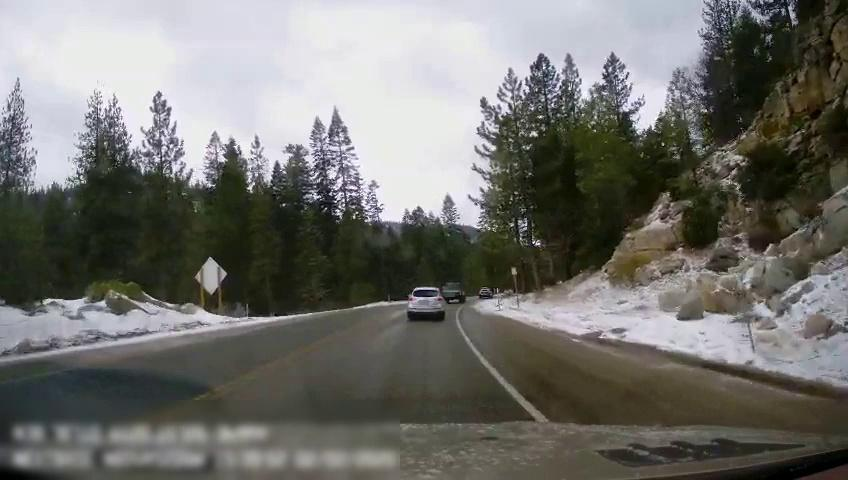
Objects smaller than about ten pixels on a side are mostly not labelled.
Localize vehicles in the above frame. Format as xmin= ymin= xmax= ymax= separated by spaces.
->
xmin=479 ymin=288 xmax=492 ymax=298
xmin=408 ymin=287 xmax=445 ymax=320
xmin=442 ymin=282 xmax=465 ymax=303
